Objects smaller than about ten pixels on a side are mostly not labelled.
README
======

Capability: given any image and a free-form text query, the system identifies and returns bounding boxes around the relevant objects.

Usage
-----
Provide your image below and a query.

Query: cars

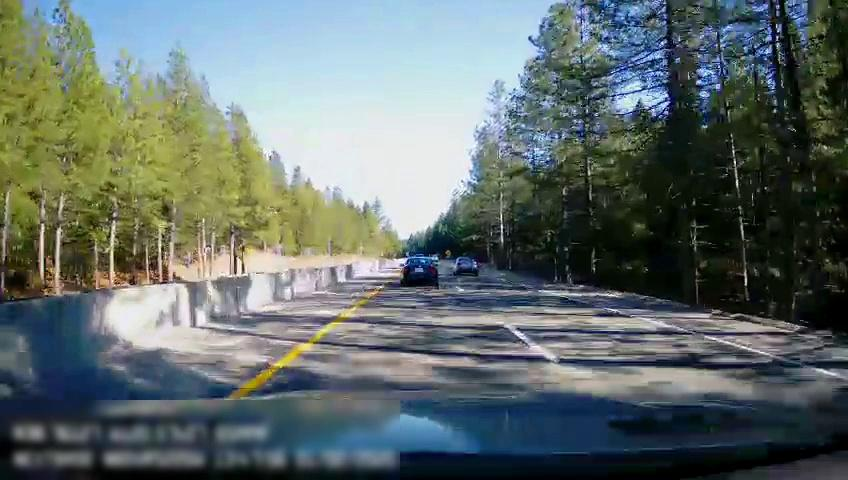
[400,256,439,287]
[452,255,480,277]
